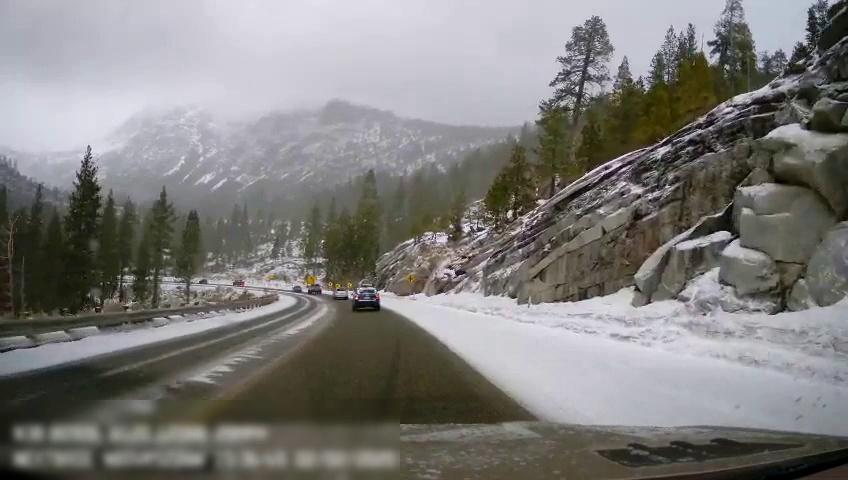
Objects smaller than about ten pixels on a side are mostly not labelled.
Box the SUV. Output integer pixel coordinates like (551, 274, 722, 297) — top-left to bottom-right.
(350, 284, 380, 313)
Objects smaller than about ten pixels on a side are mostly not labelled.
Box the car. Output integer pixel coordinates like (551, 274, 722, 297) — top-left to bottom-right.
(332, 286, 349, 300)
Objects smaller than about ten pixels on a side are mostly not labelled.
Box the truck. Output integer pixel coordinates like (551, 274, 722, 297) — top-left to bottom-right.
(308, 283, 322, 295)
